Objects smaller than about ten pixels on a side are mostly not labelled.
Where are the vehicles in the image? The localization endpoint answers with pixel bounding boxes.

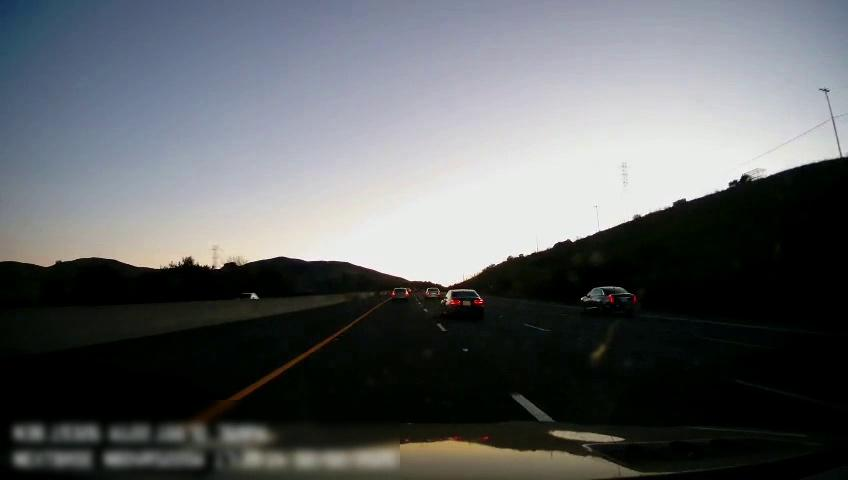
[392,288,409,302]
[234,293,259,301]
[424,288,440,300]
[440,289,484,318]
[578,286,637,316]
